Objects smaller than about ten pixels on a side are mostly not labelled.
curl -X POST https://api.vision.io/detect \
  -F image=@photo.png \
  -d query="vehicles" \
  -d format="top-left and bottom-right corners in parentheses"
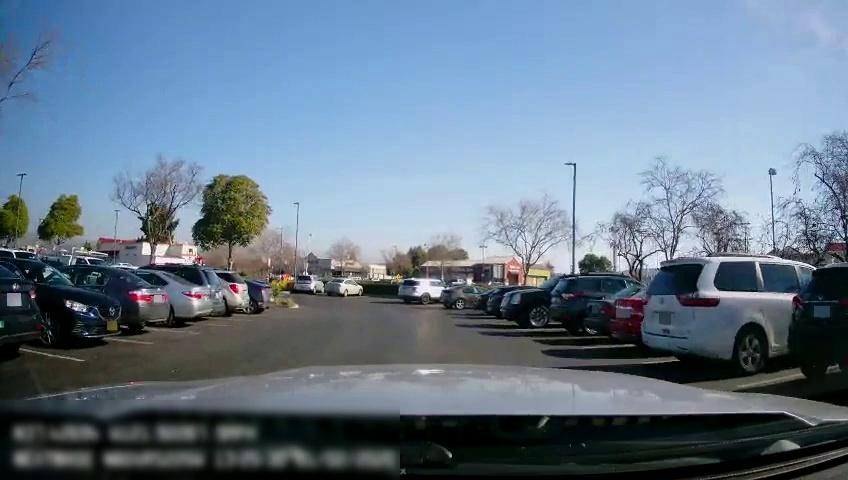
top-left (480, 288), bottom-right (528, 316)
top-left (0, 257), bottom-right (126, 349)
top-left (32, 245), bottom-right (122, 287)
top-left (113, 262), bottom-right (137, 271)
top-left (397, 278), bottom-right (452, 306)
top-left (294, 275), bottom-right (324, 295)
top-left (486, 287), bottom-right (544, 319)
top-left (0, 248), bottom-right (53, 280)
top-left (325, 277), bottom-right (363, 297)
top-left (208, 274), bottom-right (272, 315)
top-left (788, 263), bottom-right (848, 381)
top-left (132, 264), bottom-right (226, 321)
top-left (0, 264), bottom-right (45, 353)
top-left (177, 268), bottom-right (251, 317)
top-left (551, 275), bottom-right (659, 337)
top-left (124, 269), bottom-right (215, 330)
top-left (440, 285), bottom-right (496, 311)
top-left (499, 272), bottom-right (640, 330)
top-left (585, 285), bottom-right (680, 338)
top-left (641, 257), bottom-right (843, 377)
top-left (39, 264), bottom-right (170, 333)
top-left (607, 279), bottom-right (717, 352)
